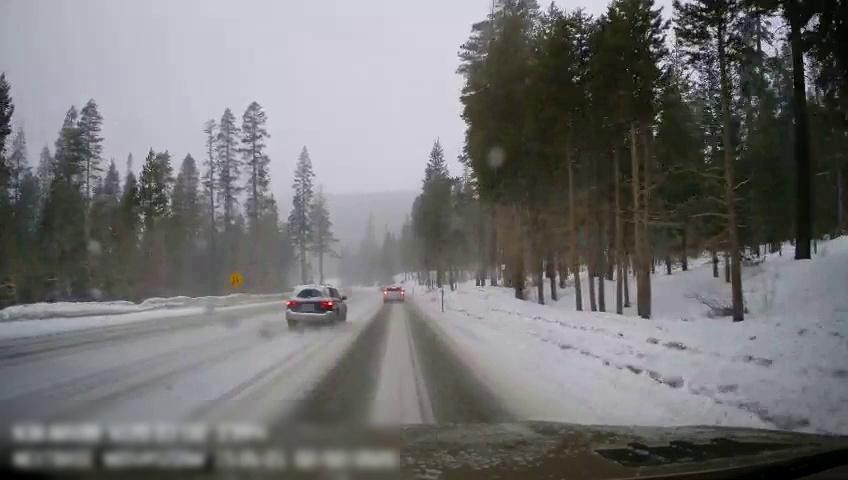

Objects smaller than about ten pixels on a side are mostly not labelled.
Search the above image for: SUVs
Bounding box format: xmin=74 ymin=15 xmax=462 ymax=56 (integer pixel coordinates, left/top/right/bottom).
xmin=284 ymin=284 xmax=348 ymax=330
xmin=383 ymin=286 xmax=406 ymax=303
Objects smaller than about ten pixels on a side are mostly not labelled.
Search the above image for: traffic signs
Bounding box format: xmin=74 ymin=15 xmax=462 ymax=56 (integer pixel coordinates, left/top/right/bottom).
xmin=228 ymin=271 xmax=244 ymax=289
